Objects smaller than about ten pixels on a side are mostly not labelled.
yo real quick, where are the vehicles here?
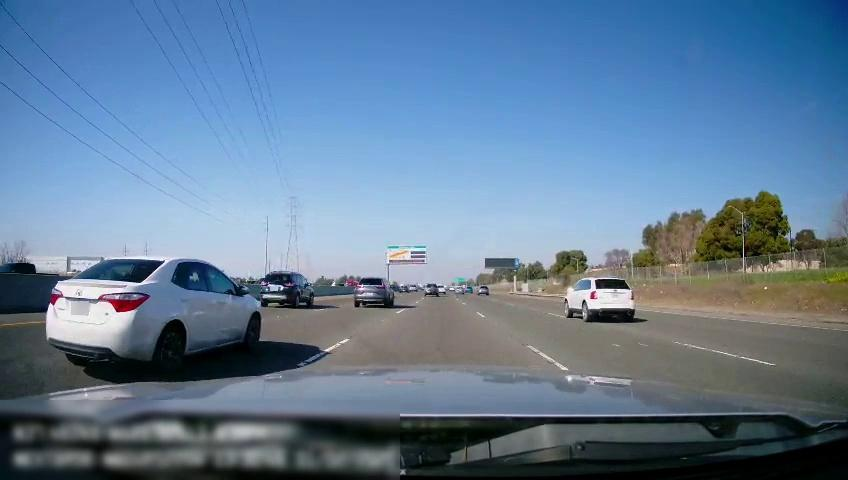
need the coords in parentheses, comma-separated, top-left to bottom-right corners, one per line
(435, 285, 446, 294)
(336, 283, 347, 288)
(44, 255, 262, 374)
(454, 287, 465, 295)
(478, 286, 489, 296)
(562, 276, 636, 323)
(259, 270, 316, 309)
(398, 285, 410, 294)
(343, 280, 359, 287)
(353, 276, 395, 308)
(0, 262, 61, 277)
(424, 283, 439, 297)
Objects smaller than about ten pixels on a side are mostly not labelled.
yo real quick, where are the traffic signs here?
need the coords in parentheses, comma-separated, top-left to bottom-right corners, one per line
(514, 257, 520, 269)
(386, 244, 428, 263)
(455, 277, 466, 284)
